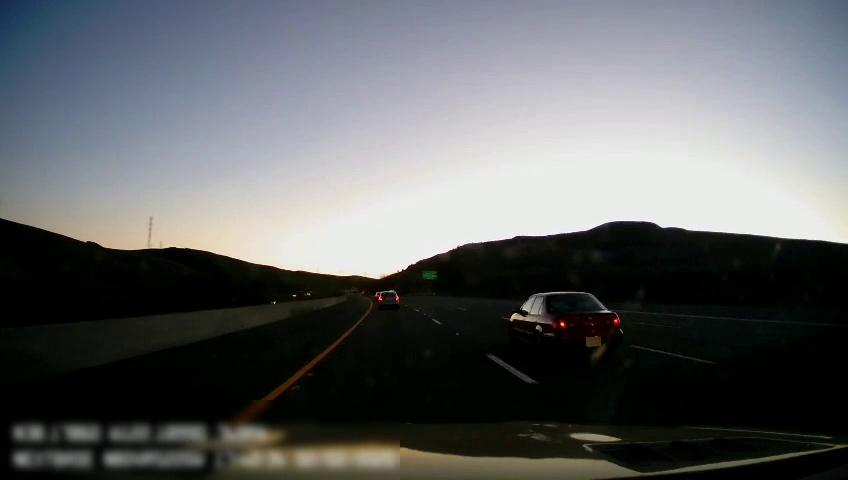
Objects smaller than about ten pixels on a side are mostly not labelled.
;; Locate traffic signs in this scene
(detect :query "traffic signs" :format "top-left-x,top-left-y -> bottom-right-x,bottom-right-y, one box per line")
422,270 -> 438,281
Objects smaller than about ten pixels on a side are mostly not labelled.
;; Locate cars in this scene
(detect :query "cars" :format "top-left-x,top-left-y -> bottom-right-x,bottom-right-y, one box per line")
508,292 -> 624,359
378,291 -> 400,310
